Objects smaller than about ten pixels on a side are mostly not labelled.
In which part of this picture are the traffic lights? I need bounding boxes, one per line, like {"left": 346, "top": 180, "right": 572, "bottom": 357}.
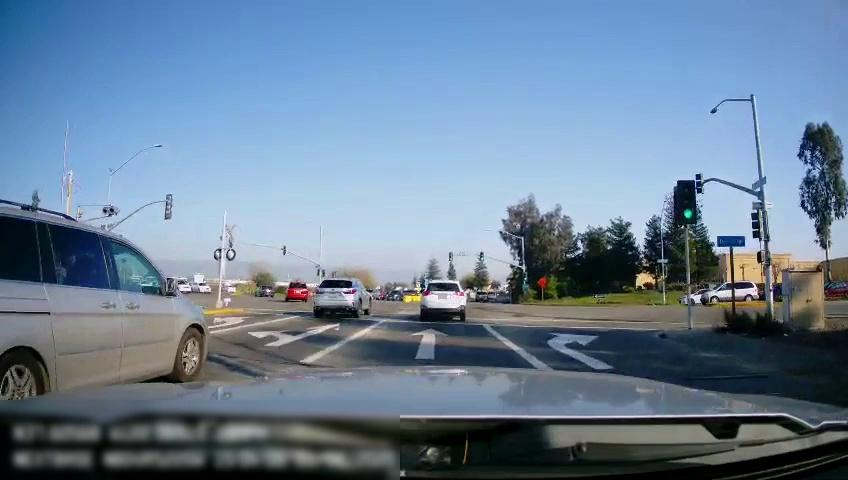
{"left": 673, "top": 179, "right": 698, "bottom": 225}
{"left": 479, "top": 251, "right": 485, "bottom": 262}
{"left": 163, "top": 192, "right": 174, "bottom": 220}
{"left": 101, "top": 206, "right": 119, "bottom": 217}
{"left": 225, "top": 248, "right": 237, "bottom": 262}
{"left": 213, "top": 247, "right": 222, "bottom": 261}
{"left": 281, "top": 245, "right": 288, "bottom": 256}
{"left": 756, "top": 250, "right": 763, "bottom": 265}
{"left": 695, "top": 173, "right": 704, "bottom": 195}
{"left": 751, "top": 209, "right": 763, "bottom": 241}
{"left": 448, "top": 251, "right": 454, "bottom": 262}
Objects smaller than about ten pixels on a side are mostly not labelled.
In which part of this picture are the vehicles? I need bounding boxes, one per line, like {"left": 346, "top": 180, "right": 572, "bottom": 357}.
{"left": 680, "top": 284, "right": 720, "bottom": 306}
{"left": 772, "top": 282, "right": 784, "bottom": 303}
{"left": 311, "top": 277, "right": 371, "bottom": 319}
{"left": 0, "top": 199, "right": 210, "bottom": 404}
{"left": 285, "top": 281, "right": 310, "bottom": 303}
{"left": 823, "top": 279, "right": 848, "bottom": 299}
{"left": 420, "top": 279, "right": 468, "bottom": 322}
{"left": 255, "top": 286, "right": 274, "bottom": 298}
{"left": 700, "top": 281, "right": 761, "bottom": 306}
{"left": 756, "top": 283, "right": 767, "bottom": 302}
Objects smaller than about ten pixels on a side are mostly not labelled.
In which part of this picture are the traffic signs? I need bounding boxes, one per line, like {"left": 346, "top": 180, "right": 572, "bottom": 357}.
{"left": 716, "top": 235, "right": 746, "bottom": 248}
{"left": 657, "top": 259, "right": 669, "bottom": 264}
{"left": 751, "top": 176, "right": 767, "bottom": 191}
{"left": 537, "top": 277, "right": 546, "bottom": 289}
